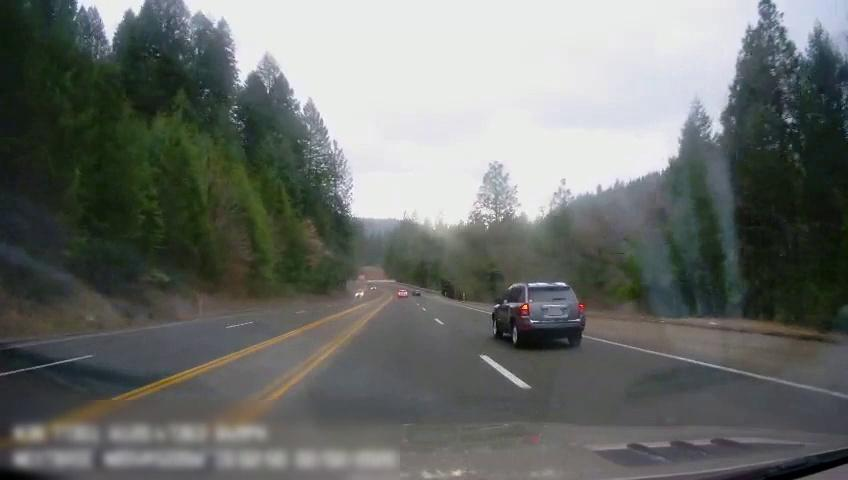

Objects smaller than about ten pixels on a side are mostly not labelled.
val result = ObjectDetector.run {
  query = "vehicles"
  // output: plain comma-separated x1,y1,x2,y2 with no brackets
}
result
490,282,586,351
353,289,365,298
398,289,409,299
411,289,421,297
